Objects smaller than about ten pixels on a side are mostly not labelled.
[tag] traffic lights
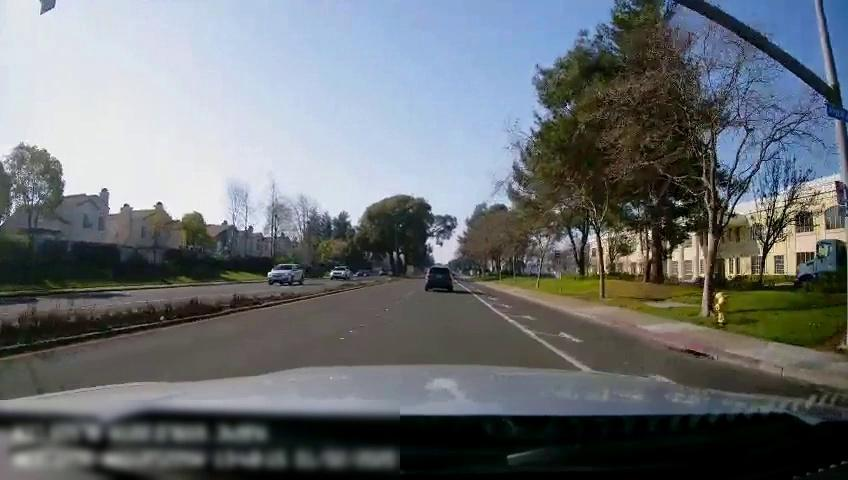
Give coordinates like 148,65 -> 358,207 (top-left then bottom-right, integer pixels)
40,0 -> 55,12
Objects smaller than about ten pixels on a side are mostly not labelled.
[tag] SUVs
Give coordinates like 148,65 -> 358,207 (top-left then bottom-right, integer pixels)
267,263 -> 305,286
329,266 -> 352,281
424,267 -> 456,293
